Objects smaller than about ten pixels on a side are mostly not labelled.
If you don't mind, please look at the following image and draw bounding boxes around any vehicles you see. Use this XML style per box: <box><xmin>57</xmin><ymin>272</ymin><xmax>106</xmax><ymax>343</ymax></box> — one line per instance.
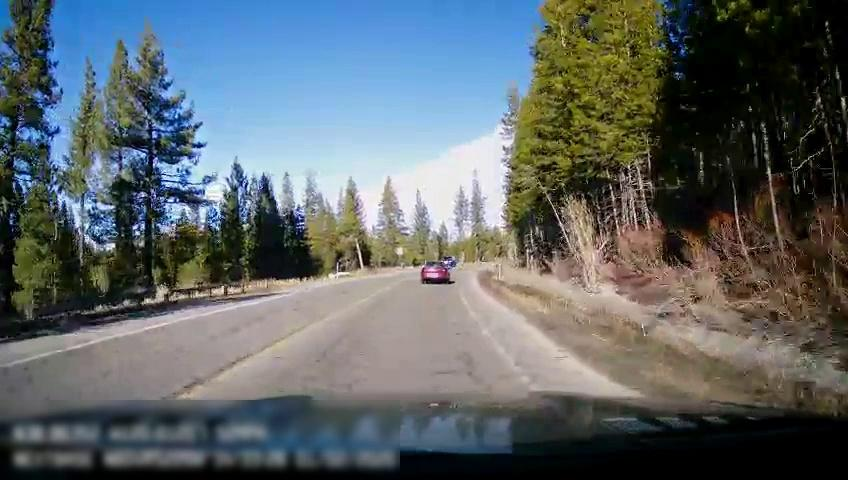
<box><xmin>420</xmin><ymin>259</ymin><xmax>450</xmax><ymax>285</ymax></box>
<box><xmin>439</xmin><ymin>256</ymin><xmax>457</xmax><ymax>267</ymax></box>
